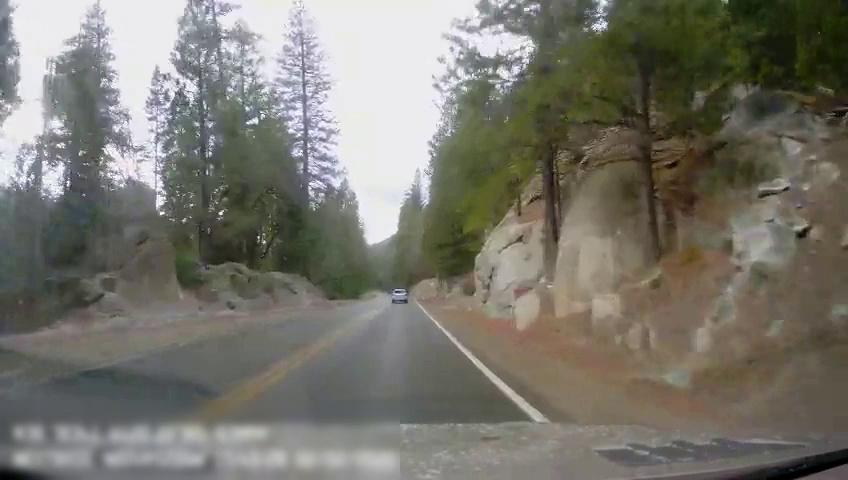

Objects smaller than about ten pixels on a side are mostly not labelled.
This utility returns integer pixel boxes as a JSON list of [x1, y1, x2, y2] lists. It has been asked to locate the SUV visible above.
[[391, 288, 408, 303]]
